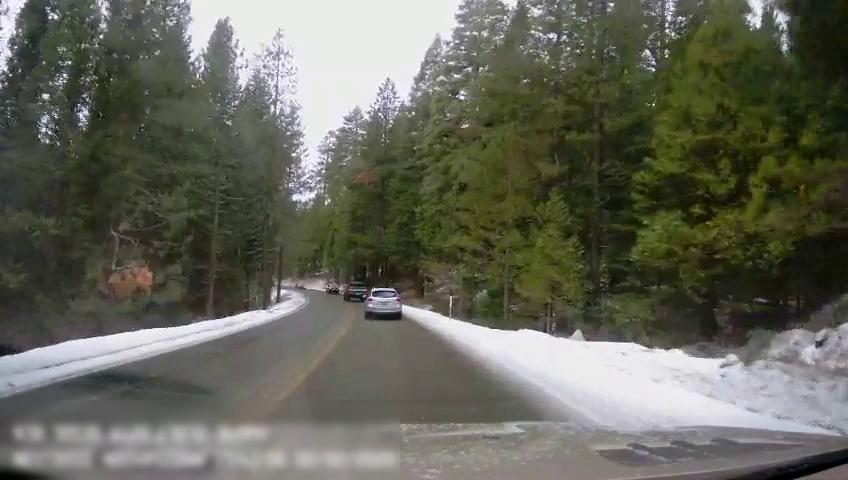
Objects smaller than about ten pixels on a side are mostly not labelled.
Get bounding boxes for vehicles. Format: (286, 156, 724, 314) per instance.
(326, 283, 340, 295)
(365, 288, 402, 320)
(344, 281, 368, 302)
